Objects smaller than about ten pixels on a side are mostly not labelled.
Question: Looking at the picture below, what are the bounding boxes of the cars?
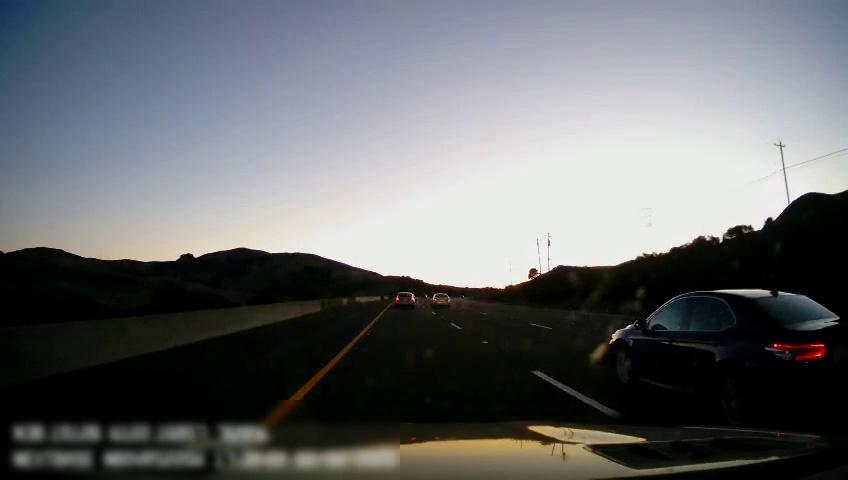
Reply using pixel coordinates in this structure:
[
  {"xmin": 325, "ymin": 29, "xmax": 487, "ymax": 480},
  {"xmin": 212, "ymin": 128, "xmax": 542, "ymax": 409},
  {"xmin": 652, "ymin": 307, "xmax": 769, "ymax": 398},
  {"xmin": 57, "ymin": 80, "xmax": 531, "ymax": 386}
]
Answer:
[
  {"xmin": 431, "ymin": 293, "xmax": 451, "ymax": 308},
  {"xmin": 395, "ymin": 292, "xmax": 416, "ymax": 308},
  {"xmin": 607, "ymin": 289, "xmax": 848, "ymax": 427}
]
